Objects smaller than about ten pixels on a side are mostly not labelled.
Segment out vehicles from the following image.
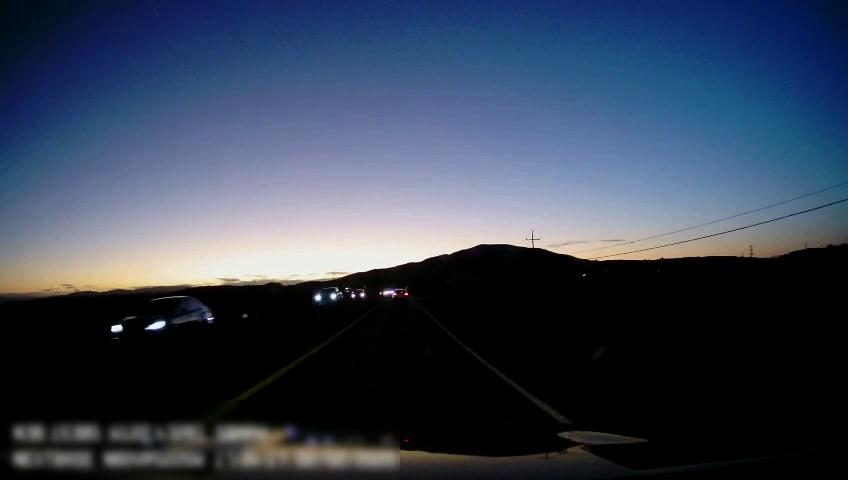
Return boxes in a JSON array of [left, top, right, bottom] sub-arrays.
[[350, 288, 367, 300], [313, 286, 344, 305], [392, 288, 409, 301], [110, 295, 214, 342]]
